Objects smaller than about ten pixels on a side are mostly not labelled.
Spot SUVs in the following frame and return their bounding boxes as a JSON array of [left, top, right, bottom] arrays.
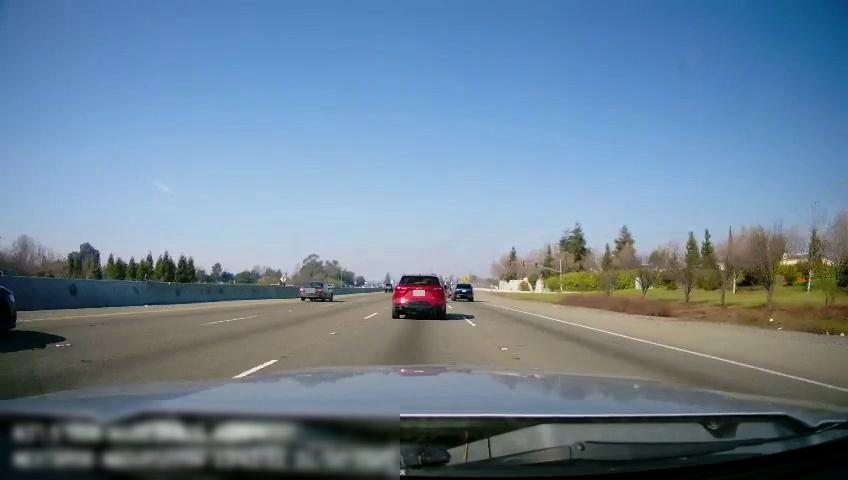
[[390, 274, 447, 320], [450, 282, 475, 303]]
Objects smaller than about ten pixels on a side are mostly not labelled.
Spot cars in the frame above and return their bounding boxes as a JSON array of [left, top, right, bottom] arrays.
[[0, 285, 16, 330], [298, 280, 335, 303]]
